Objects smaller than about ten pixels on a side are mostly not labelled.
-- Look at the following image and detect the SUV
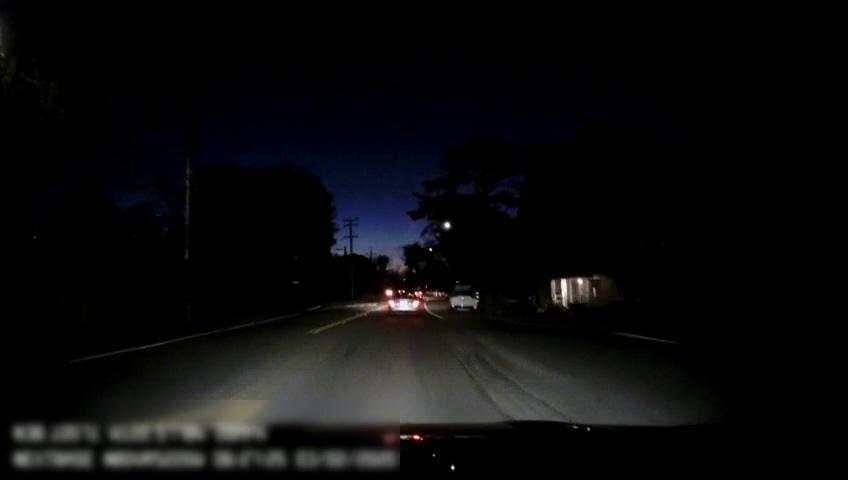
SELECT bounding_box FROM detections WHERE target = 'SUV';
[449,289,479,313]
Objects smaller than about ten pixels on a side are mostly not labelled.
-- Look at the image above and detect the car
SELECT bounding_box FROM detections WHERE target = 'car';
[387,288,420,315]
